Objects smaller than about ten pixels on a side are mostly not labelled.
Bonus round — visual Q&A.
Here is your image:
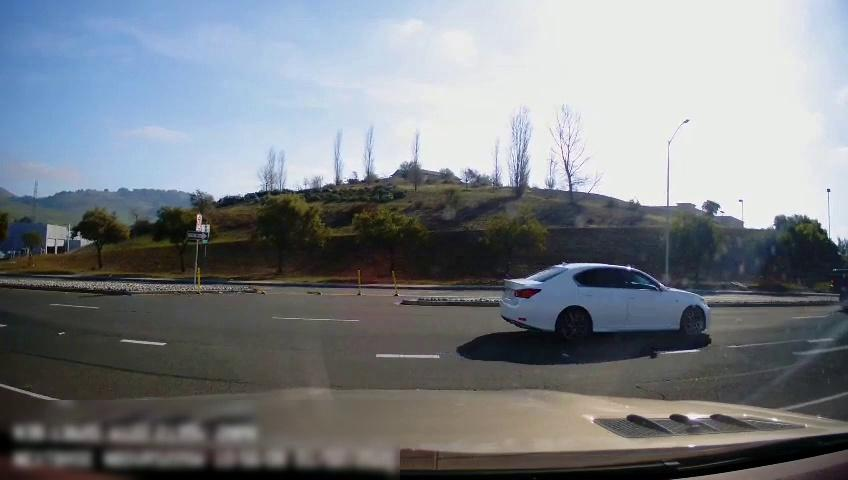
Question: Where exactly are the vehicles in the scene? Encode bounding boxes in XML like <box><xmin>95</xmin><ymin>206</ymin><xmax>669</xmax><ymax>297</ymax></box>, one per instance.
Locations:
<box><xmin>499</xmin><ymin>262</ymin><xmax>711</xmax><ymax>345</ymax></box>
<box><xmin>828</xmin><ymin>267</ymin><xmax>848</xmax><ymax>295</ymax></box>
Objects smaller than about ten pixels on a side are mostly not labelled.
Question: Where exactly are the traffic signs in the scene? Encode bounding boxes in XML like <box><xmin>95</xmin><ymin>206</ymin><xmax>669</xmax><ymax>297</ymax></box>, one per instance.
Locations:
<box><xmin>188</xmin><ymin>232</ymin><xmax>207</xmax><ymax>240</ymax></box>
<box><xmin>195</xmin><ymin>214</ymin><xmax>202</xmax><ymax>233</ymax></box>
